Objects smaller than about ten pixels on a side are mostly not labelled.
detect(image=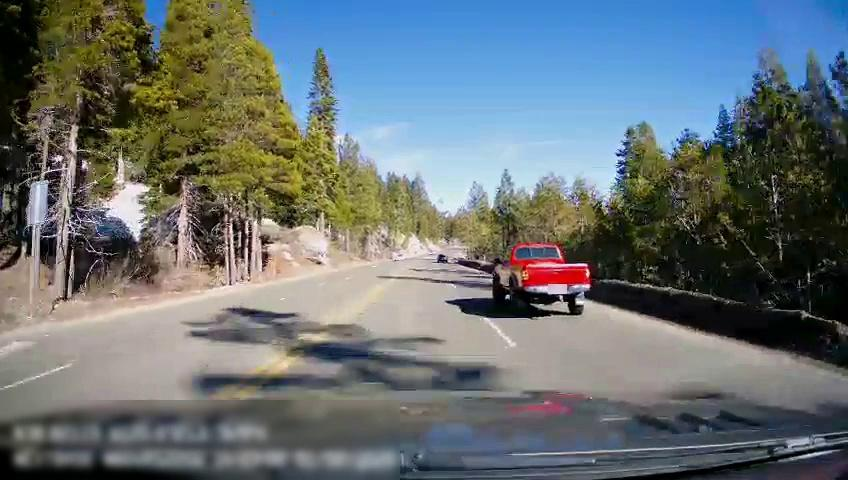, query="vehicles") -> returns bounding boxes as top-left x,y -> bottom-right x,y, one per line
436,253 -> 449,264
491,242 -> 593,316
